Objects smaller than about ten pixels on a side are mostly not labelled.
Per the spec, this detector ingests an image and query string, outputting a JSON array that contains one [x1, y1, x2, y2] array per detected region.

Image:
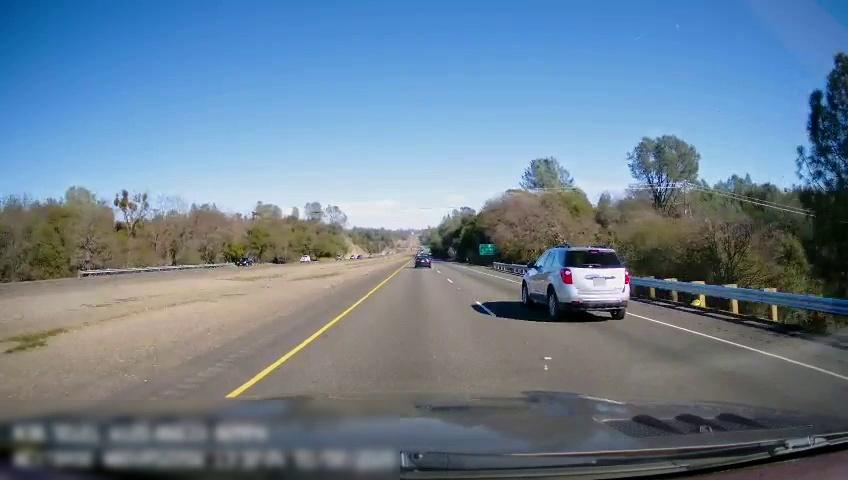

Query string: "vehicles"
[[299, 254, 313, 263], [520, 247, 631, 321], [414, 256, 431, 269], [236, 256, 256, 267]]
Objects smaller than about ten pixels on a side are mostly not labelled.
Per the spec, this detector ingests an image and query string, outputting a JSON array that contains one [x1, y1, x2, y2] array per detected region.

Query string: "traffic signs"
[[479, 243, 497, 256]]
